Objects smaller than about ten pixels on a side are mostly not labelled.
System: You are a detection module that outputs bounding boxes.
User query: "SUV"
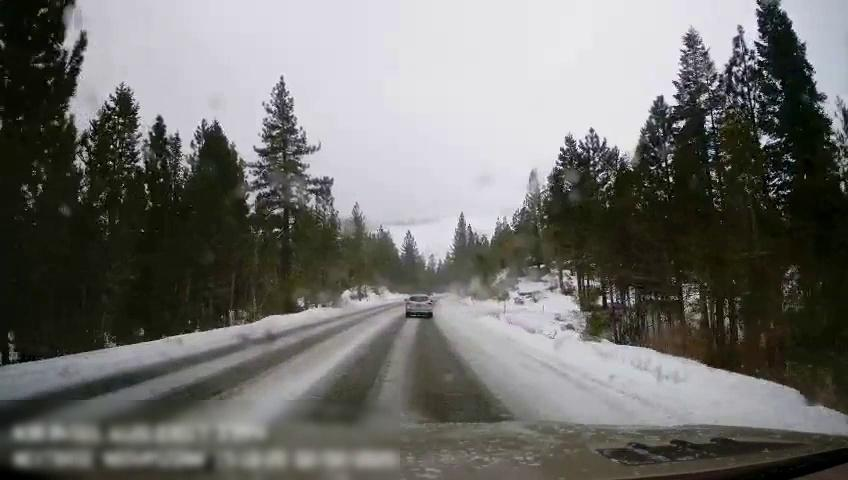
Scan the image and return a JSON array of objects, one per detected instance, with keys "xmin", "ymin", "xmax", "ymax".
[{"xmin": 404, "ymin": 292, "xmax": 436, "ymax": 319}]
